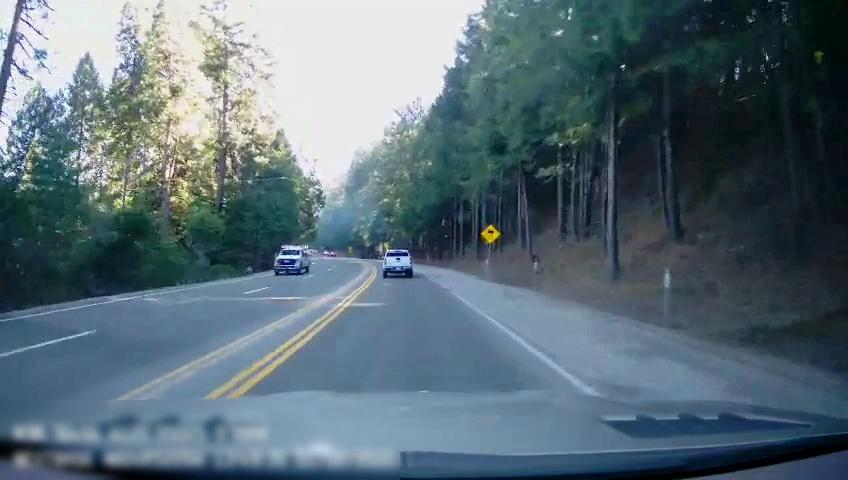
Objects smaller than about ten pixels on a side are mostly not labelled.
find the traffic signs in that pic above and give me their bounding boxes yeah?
[480,223,501,244]
[378,241,384,255]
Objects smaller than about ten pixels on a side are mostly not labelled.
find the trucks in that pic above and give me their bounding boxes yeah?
[273,244,313,276]
[382,249,414,279]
